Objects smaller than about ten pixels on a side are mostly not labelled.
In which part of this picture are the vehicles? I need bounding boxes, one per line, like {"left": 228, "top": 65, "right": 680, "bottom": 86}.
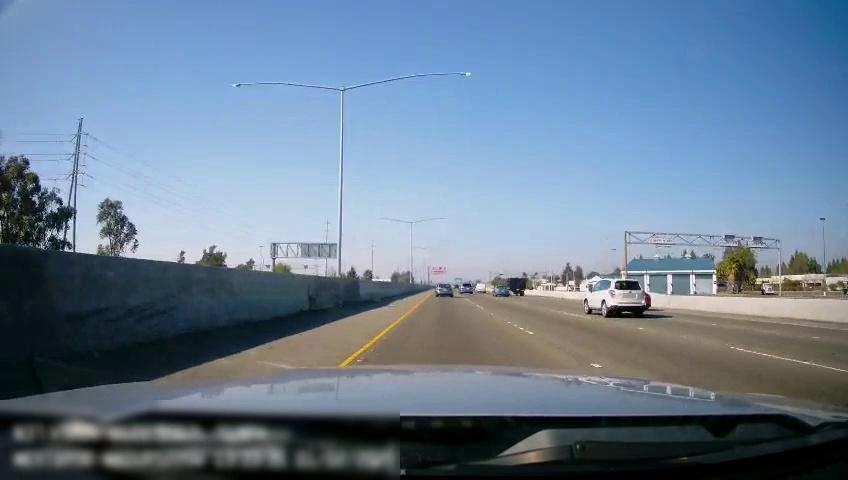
{"left": 645, "top": 292, "right": 652, "bottom": 310}
{"left": 459, "top": 283, "right": 473, "bottom": 294}
{"left": 507, "top": 278, "right": 526, "bottom": 296}
{"left": 493, "top": 284, "right": 510, "bottom": 297}
{"left": 583, "top": 278, "right": 645, "bottom": 318}
{"left": 475, "top": 283, "right": 486, "bottom": 293}
{"left": 434, "top": 282, "right": 454, "bottom": 298}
